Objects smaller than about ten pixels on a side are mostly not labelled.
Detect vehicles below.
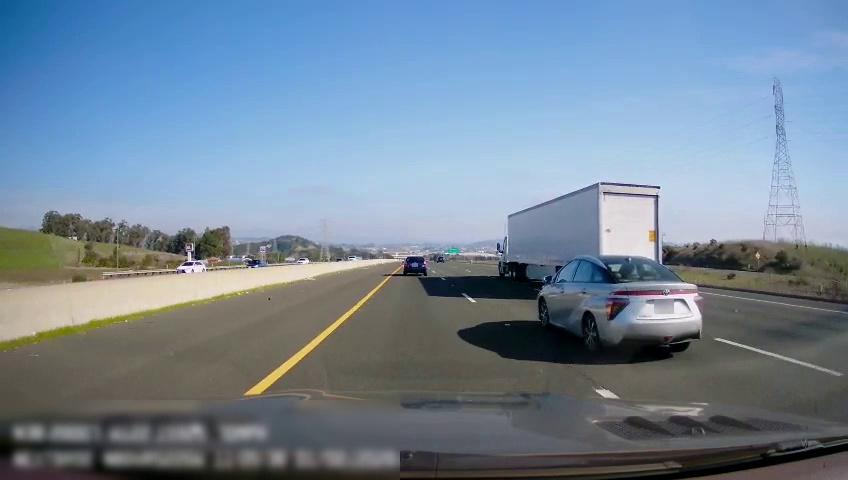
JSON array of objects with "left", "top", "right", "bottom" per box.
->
[
  {"left": 297, "top": 257, "right": 310, "bottom": 265},
  {"left": 244, "top": 259, "right": 268, "bottom": 270},
  {"left": 175, "top": 260, "right": 207, "bottom": 275},
  {"left": 402, "top": 256, "right": 429, "bottom": 277},
  {"left": 537, "top": 255, "right": 704, "bottom": 359},
  {"left": 435, "top": 256, "right": 445, "bottom": 264},
  {"left": 496, "top": 181, "right": 663, "bottom": 280}
]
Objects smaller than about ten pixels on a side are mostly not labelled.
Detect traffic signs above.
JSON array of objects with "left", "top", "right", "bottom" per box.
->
[{"left": 447, "top": 247, "right": 462, "bottom": 255}]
